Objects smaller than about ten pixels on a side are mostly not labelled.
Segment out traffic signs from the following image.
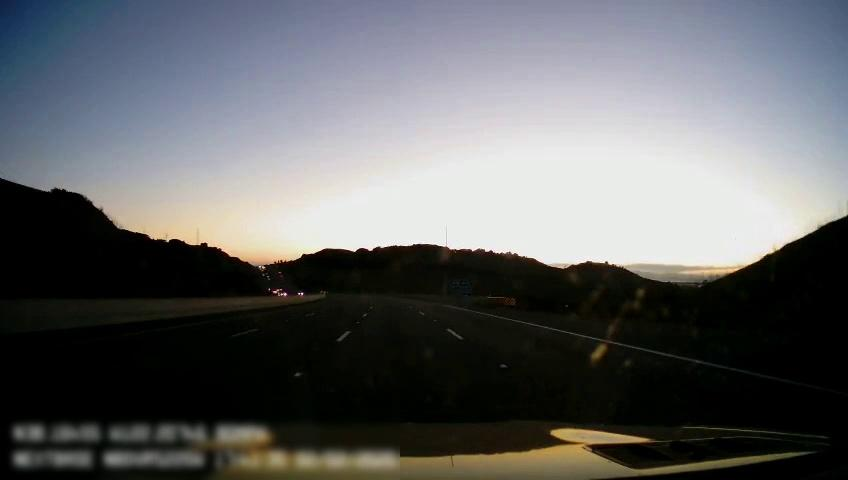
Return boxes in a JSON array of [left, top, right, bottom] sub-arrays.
[[505, 298, 517, 307], [452, 280, 470, 295]]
